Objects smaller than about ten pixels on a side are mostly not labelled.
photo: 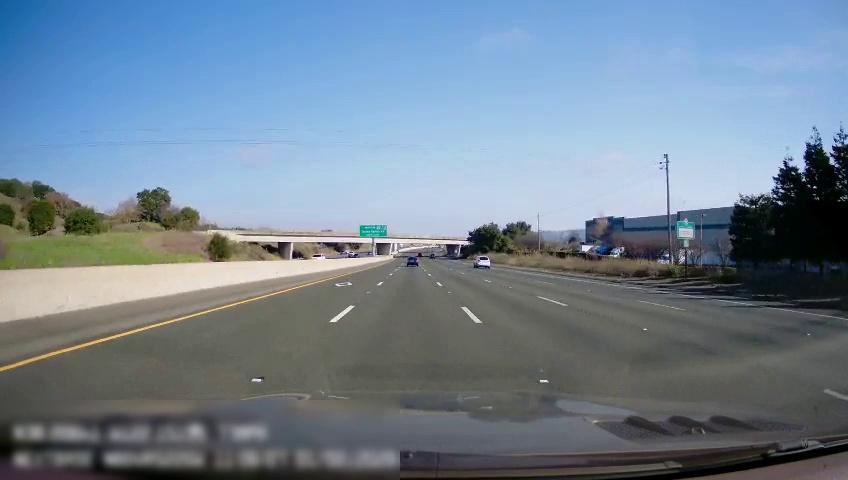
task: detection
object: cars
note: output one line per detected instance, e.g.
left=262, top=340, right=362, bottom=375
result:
left=406, top=257, right=418, bottom=267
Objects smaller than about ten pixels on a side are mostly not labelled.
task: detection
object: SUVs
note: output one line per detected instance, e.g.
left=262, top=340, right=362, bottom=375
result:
left=474, top=256, right=491, bottom=269
left=311, top=253, right=326, bottom=261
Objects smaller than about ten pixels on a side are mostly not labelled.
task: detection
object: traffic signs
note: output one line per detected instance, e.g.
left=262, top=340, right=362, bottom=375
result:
left=358, top=224, right=388, bottom=238
left=675, top=220, right=696, bottom=240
